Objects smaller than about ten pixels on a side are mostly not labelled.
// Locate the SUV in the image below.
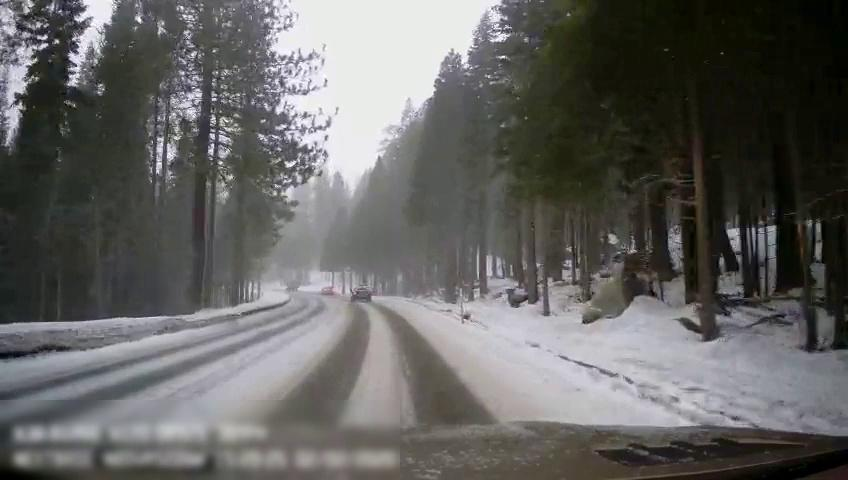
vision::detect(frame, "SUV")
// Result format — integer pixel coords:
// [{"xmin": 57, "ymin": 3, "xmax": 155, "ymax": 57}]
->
[{"xmin": 350, "ymin": 286, "xmax": 371, "ymax": 303}]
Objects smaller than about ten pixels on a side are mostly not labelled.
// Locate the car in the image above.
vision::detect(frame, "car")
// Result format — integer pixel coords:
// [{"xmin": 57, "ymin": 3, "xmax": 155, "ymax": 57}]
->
[{"xmin": 321, "ymin": 286, "xmax": 333, "ymax": 295}]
